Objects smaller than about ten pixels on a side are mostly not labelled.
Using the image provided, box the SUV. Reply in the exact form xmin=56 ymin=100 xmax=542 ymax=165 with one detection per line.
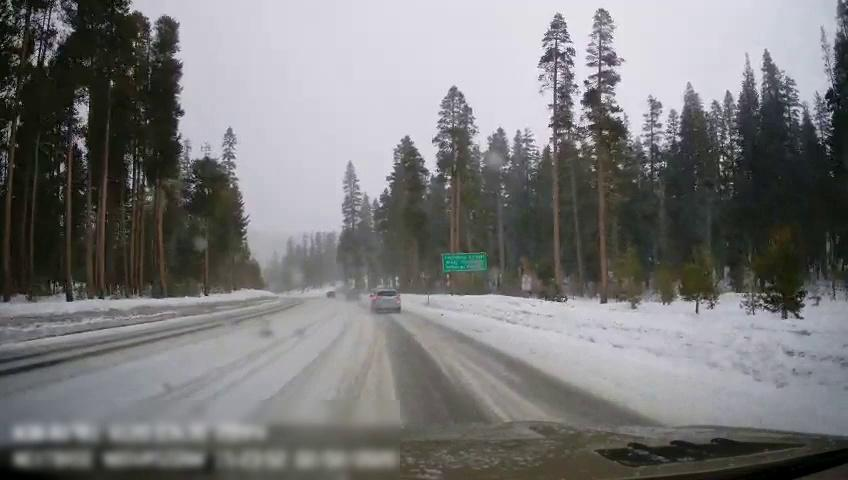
xmin=369 ymin=287 xmax=402 ymax=315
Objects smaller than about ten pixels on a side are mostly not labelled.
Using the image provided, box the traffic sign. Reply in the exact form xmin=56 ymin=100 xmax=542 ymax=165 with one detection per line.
xmin=441 ymin=252 xmax=489 ymax=271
